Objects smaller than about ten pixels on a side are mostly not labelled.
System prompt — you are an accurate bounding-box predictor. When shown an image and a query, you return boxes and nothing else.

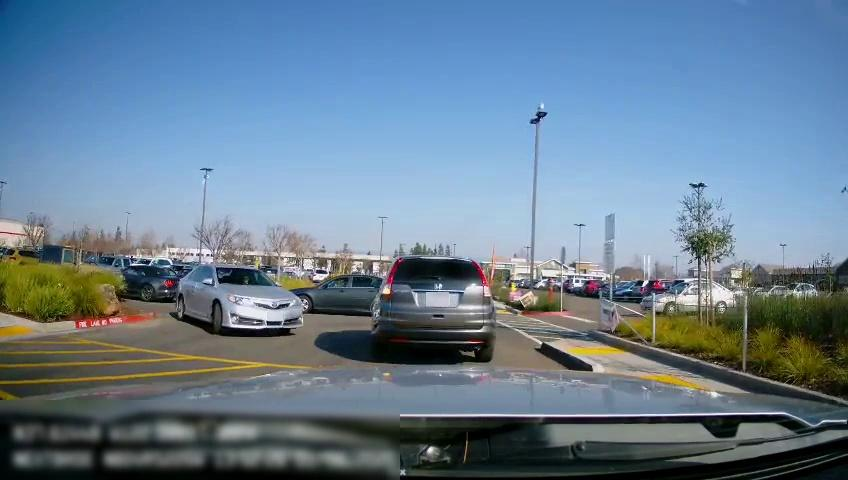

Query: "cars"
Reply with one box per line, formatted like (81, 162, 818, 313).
(173, 262, 303, 335)
(288, 273, 385, 316)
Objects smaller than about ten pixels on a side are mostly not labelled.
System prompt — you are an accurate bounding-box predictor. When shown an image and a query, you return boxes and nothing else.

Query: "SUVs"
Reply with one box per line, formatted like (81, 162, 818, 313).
(374, 254, 495, 363)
